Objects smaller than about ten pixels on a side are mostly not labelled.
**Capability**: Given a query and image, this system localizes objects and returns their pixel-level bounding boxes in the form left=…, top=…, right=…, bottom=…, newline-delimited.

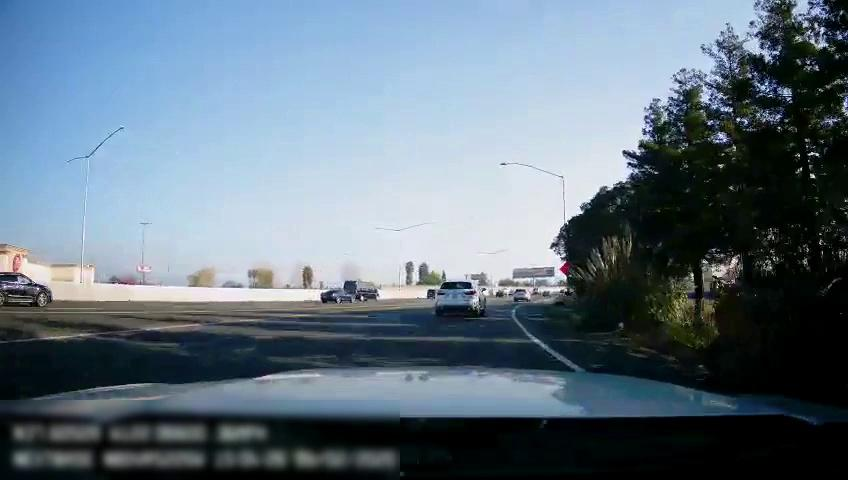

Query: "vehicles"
left=319, top=289, right=357, bottom=305
left=342, top=280, right=382, bottom=303
left=0, top=271, right=53, bottom=308
left=512, top=288, right=532, bottom=303
left=531, top=287, right=542, bottom=296
left=542, top=290, right=553, bottom=298
left=494, top=289, right=510, bottom=298
left=425, top=288, right=438, bottom=299
left=435, top=279, right=488, bottom=319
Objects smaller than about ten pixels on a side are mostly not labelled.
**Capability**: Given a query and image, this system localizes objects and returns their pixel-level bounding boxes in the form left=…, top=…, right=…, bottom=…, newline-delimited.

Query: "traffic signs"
left=561, top=262, right=573, bottom=277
